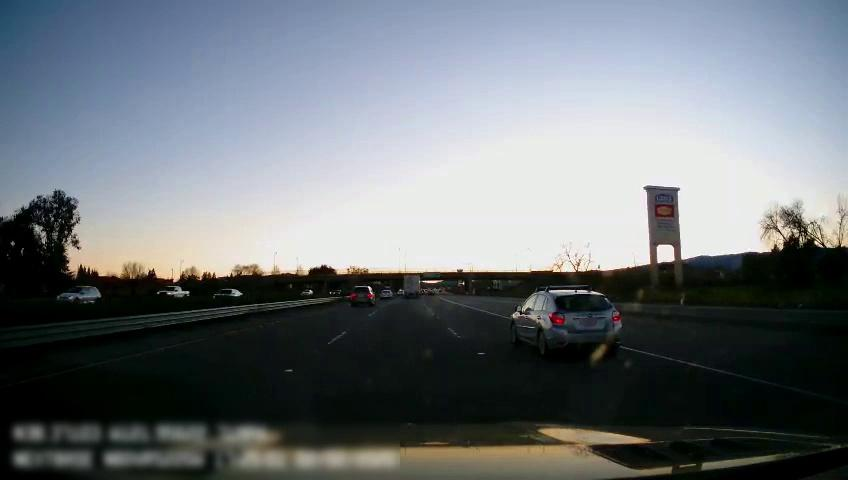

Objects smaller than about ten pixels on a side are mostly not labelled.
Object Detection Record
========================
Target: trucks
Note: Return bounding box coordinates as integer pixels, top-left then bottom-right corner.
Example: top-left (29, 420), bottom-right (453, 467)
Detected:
top-left (404, 276), bottom-right (419, 299)
top-left (157, 286), bottom-right (190, 300)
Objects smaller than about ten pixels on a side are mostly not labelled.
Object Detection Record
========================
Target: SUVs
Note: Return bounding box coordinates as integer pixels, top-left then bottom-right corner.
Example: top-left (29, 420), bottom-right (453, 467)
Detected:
top-left (350, 286), bottom-right (377, 307)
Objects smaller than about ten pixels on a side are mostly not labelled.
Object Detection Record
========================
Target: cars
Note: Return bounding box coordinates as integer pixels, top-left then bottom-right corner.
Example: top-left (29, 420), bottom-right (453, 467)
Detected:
top-left (380, 289), bottom-right (393, 300)
top-left (301, 289), bottom-right (314, 297)
top-left (212, 288), bottom-right (244, 300)
top-left (57, 286), bottom-right (102, 306)
top-left (508, 289), bottom-right (623, 360)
